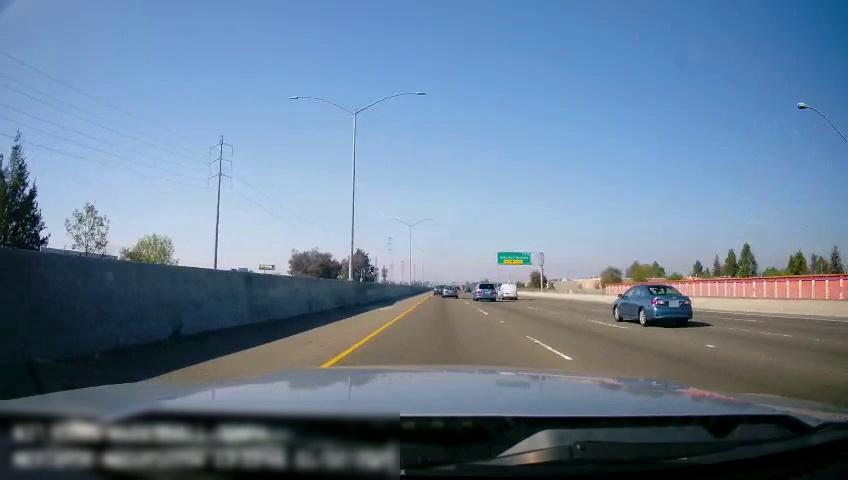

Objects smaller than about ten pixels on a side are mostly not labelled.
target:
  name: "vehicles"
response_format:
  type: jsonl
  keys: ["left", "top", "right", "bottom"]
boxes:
{"left": 612, "top": 284, "right": 693, "bottom": 327}
{"left": 472, "top": 283, "right": 496, "bottom": 302}
{"left": 498, "top": 284, "right": 517, "bottom": 301}
{"left": 433, "top": 285, "right": 444, "bottom": 295}
{"left": 442, "top": 285, "right": 459, "bottom": 299}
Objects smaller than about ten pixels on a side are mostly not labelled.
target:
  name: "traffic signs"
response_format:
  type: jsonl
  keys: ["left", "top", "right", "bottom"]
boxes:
{"left": 497, "top": 252, "right": 532, "bottom": 265}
